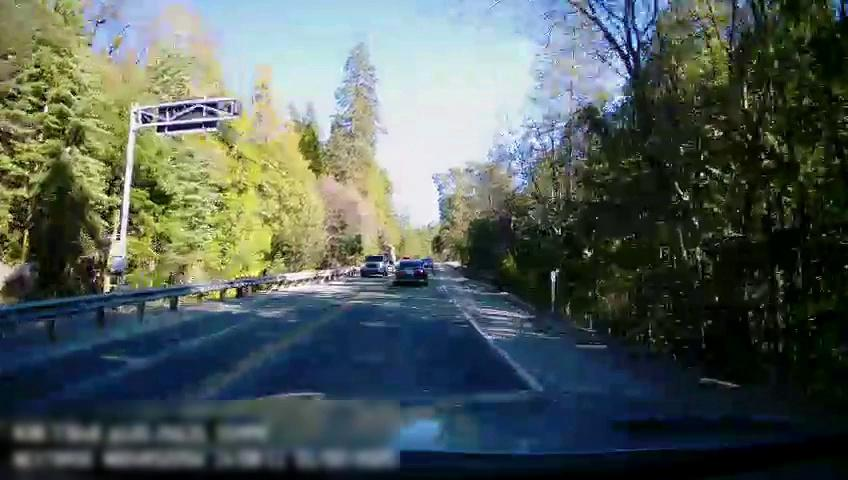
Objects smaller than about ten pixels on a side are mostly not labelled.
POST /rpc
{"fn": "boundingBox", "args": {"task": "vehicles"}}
[421,258,434,272]
[359,255,388,278]
[394,261,429,287]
